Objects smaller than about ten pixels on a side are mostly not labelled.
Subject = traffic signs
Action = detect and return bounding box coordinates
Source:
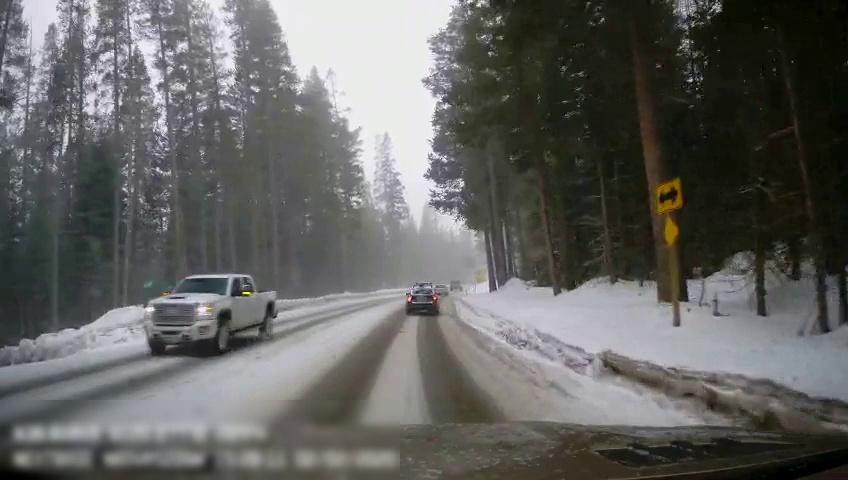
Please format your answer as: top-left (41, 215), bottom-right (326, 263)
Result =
top-left (655, 176), bottom-right (684, 216)
top-left (663, 215), bottom-right (680, 247)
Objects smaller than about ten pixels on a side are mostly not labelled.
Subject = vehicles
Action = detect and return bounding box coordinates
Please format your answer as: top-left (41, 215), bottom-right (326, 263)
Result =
top-left (142, 273), bottom-right (278, 355)
top-left (432, 283), bottom-right (449, 296)
top-left (405, 281), bottom-right (443, 317)
top-left (449, 279), bottom-right (463, 292)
